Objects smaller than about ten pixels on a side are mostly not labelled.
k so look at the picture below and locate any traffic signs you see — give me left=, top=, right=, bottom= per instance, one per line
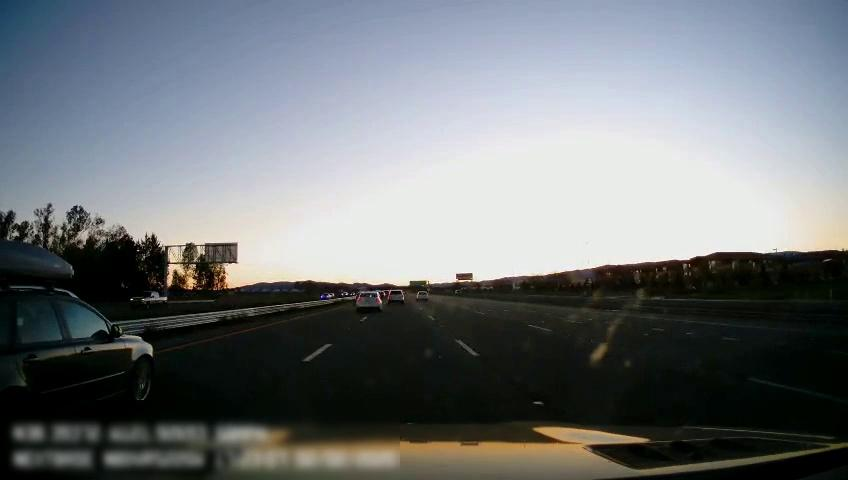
left=409, top=281, right=426, bottom=288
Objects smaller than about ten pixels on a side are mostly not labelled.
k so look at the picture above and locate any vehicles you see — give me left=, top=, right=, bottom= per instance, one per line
left=320, top=293, right=331, bottom=300
left=355, top=291, right=382, bottom=314
left=387, top=289, right=405, bottom=305
left=329, top=293, right=336, bottom=299
left=0, top=287, right=156, bottom=459
left=129, top=291, right=168, bottom=311
left=415, top=291, right=429, bottom=302
left=341, top=292, right=349, bottom=297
